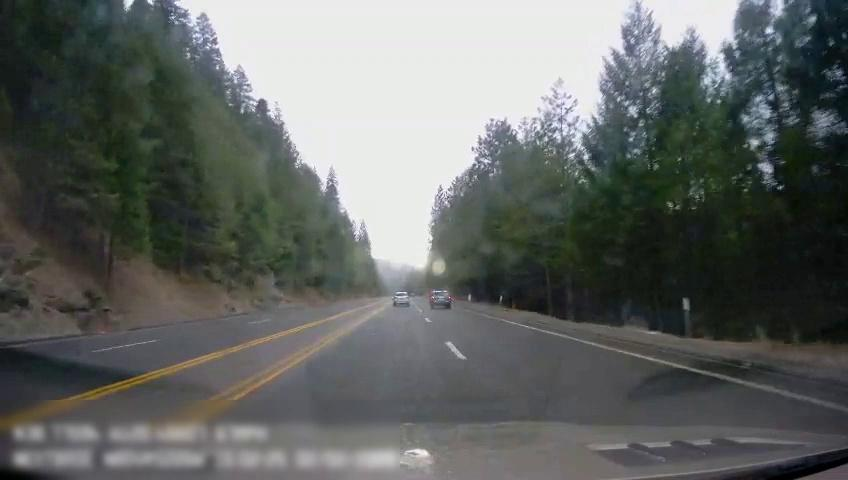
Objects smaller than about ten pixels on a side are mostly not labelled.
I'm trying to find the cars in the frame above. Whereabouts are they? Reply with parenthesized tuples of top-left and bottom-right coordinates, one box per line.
(429, 290, 452, 309)
(392, 290, 410, 307)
